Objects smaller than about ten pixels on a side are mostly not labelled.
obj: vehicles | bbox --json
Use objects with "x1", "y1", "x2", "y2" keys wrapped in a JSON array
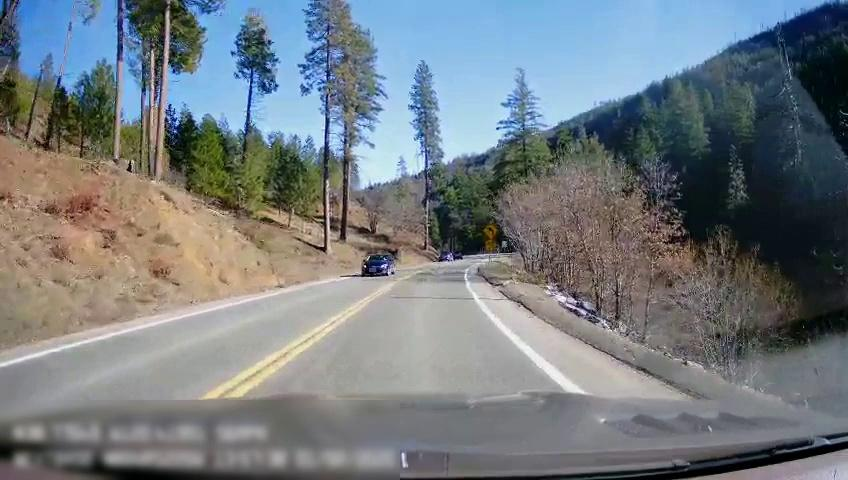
[
  {"x1": 438, "y1": 252, "x2": 450, "y2": 262},
  {"x1": 453, "y1": 252, "x2": 464, "y2": 260},
  {"x1": 360, "y1": 255, "x2": 397, "y2": 277}
]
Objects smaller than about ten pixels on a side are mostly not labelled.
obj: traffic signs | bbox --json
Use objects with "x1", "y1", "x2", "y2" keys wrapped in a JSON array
[
  {"x1": 483, "y1": 240, "x2": 498, "y2": 251},
  {"x1": 482, "y1": 225, "x2": 499, "y2": 239}
]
